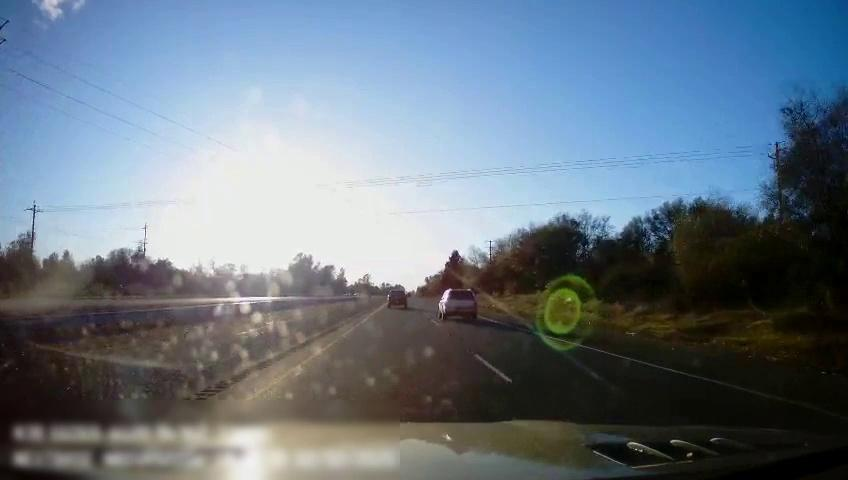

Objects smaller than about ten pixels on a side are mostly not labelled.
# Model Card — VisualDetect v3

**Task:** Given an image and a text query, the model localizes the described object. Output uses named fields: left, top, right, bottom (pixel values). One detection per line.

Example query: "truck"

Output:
left=387, top=289, right=408, bottom=308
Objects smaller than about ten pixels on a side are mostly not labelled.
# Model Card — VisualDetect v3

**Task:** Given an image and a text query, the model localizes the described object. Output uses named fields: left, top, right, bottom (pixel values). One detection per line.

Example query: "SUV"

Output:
left=438, top=288, right=477, bottom=321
